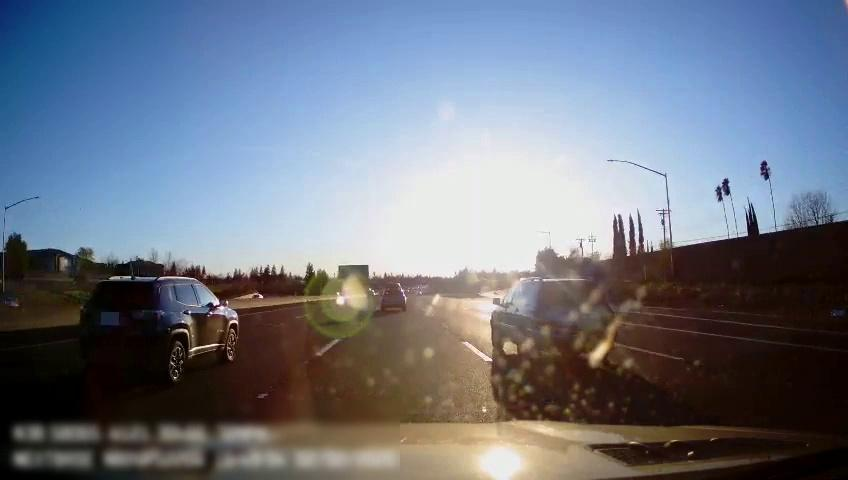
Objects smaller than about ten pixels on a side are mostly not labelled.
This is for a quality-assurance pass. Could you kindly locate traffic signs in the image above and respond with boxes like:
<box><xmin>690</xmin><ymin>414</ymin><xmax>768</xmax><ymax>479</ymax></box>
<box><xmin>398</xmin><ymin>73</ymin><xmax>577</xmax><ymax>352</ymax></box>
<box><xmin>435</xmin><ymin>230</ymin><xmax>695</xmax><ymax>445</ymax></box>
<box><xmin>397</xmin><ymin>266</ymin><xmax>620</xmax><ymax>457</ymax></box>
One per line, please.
<box><xmin>337</xmin><ymin>264</ymin><xmax>369</xmax><ymax>280</ymax></box>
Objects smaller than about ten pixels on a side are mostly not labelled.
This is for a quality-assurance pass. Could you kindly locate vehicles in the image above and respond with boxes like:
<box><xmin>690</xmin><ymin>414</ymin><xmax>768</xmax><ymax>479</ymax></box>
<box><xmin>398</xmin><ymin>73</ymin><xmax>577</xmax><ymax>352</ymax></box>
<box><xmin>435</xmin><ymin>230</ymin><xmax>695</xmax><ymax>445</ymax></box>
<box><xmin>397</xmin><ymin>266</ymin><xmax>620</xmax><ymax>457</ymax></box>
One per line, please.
<box><xmin>250</xmin><ymin>293</ymin><xmax>264</xmax><ymax>300</ymax></box>
<box><xmin>76</xmin><ymin>275</ymin><xmax>240</xmax><ymax>388</ymax></box>
<box><xmin>489</xmin><ymin>278</ymin><xmax>610</xmax><ymax>362</ymax></box>
<box><xmin>379</xmin><ymin>281</ymin><xmax>408</xmax><ymax>313</ymax></box>
<box><xmin>0</xmin><ymin>297</ymin><xmax>21</xmax><ymax>309</ymax></box>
